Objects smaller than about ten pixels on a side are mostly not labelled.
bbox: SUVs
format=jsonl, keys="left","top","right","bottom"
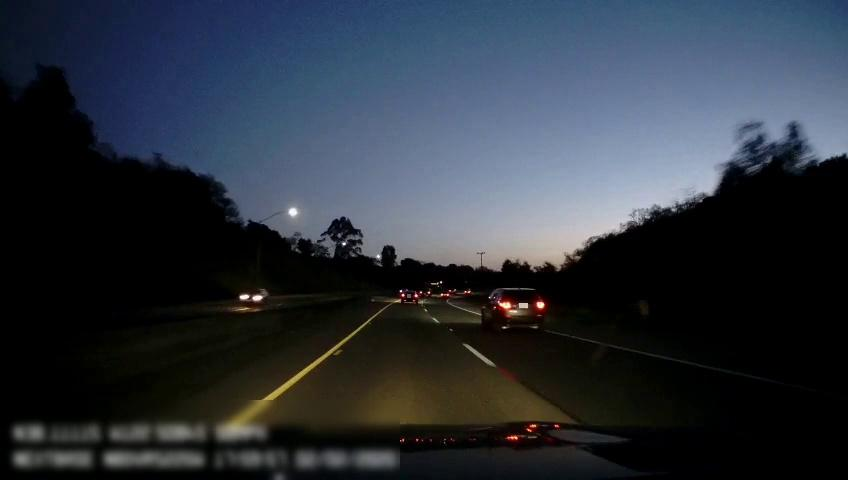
{"left": 480, "top": 287, "right": 546, "bottom": 333}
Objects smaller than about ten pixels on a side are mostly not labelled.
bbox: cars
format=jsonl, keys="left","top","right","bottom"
{"left": 400, "top": 288, "right": 419, "bottom": 304}
{"left": 237, "top": 287, "right": 269, "bottom": 306}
